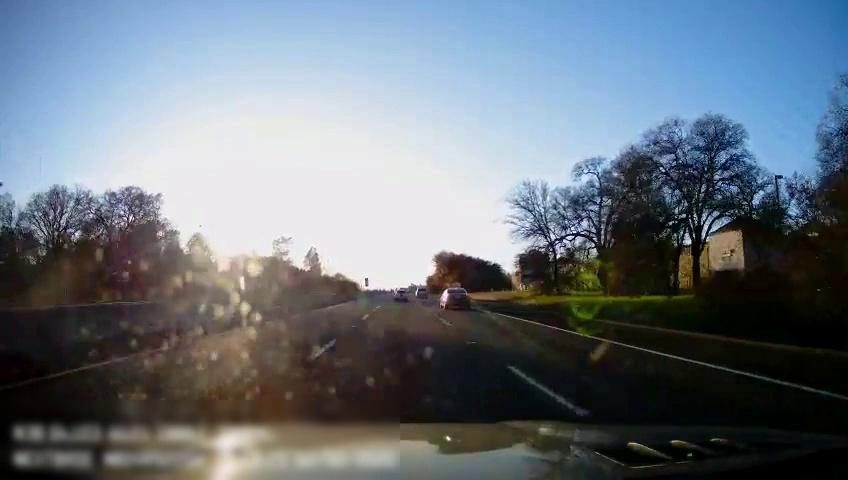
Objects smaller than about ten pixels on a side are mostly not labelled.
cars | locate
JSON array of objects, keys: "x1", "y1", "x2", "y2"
[
  {"x1": 440, "y1": 286, "x2": 471, "y2": 310},
  {"x1": 393, "y1": 289, "x2": 409, "y2": 302}
]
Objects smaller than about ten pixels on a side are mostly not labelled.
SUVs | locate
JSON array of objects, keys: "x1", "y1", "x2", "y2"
[{"x1": 414, "y1": 287, "x2": 429, "y2": 298}]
